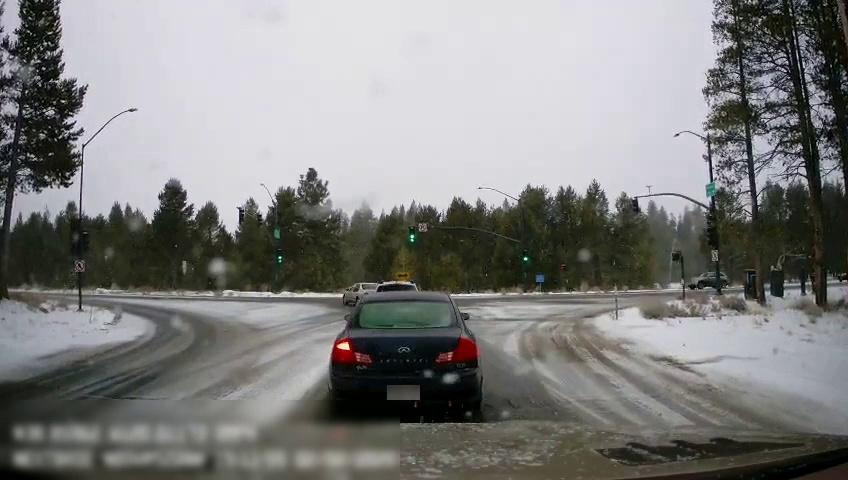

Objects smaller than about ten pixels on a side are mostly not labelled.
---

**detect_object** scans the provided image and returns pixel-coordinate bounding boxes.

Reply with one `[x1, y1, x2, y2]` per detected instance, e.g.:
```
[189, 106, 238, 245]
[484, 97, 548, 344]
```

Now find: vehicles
[688, 271, 728, 290]
[329, 291, 485, 424]
[343, 282, 379, 307]
[374, 281, 419, 293]
[838, 269, 848, 283]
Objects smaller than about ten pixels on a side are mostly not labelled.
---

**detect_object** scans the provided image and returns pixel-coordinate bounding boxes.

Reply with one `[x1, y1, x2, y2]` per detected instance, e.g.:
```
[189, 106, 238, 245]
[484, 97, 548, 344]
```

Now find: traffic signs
[711, 249, 718, 261]
[395, 272, 409, 280]
[75, 260, 86, 272]
[705, 183, 716, 197]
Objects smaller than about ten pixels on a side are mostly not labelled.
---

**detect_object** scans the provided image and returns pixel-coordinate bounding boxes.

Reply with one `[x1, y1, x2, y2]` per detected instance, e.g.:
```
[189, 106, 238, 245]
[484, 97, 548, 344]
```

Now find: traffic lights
[523, 248, 529, 262]
[82, 232, 90, 252]
[705, 228, 714, 247]
[256, 213, 262, 227]
[238, 208, 245, 224]
[276, 248, 283, 263]
[632, 197, 639, 214]
[408, 226, 416, 243]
